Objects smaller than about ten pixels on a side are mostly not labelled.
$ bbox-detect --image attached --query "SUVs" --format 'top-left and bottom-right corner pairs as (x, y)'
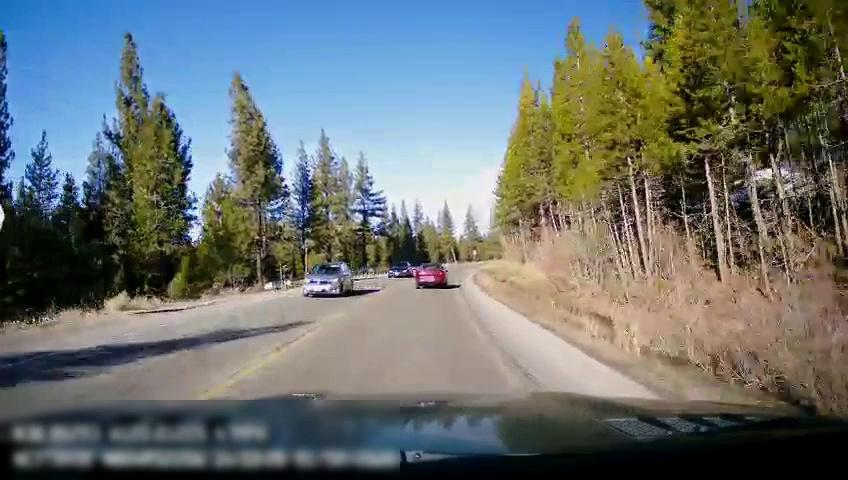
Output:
(301, 262), (355, 299)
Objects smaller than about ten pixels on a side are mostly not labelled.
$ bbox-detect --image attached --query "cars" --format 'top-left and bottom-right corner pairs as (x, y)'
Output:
(414, 262), (450, 290)
(386, 260), (415, 278)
